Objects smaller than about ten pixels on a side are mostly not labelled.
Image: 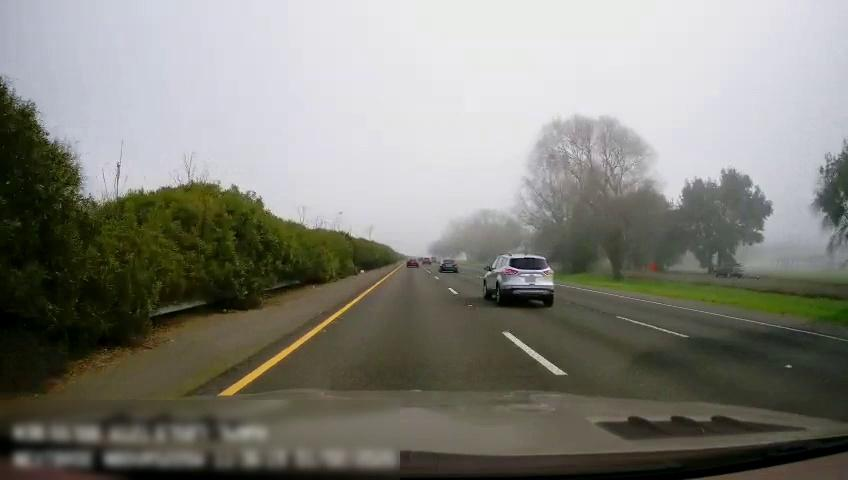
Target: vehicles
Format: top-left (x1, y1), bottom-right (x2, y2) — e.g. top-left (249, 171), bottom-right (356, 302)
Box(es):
top-left (713, 261), bottom-right (745, 278)
top-left (421, 257), bottom-right (431, 266)
top-left (482, 255), bottom-right (555, 308)
top-left (438, 261), bottom-right (458, 273)
top-left (405, 258), bottom-right (420, 269)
